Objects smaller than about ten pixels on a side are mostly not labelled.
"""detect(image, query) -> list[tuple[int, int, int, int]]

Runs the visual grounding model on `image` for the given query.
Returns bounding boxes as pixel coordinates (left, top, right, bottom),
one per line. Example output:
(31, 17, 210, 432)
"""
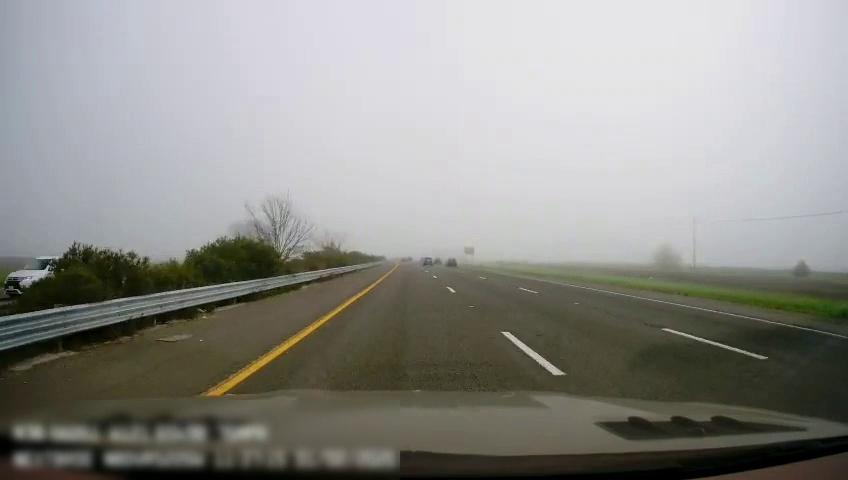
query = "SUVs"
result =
(422, 257, 434, 266)
(4, 255, 64, 300)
